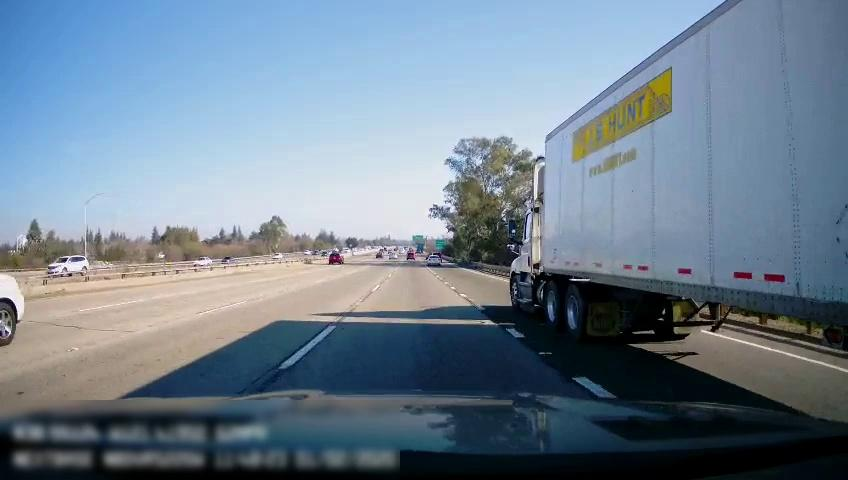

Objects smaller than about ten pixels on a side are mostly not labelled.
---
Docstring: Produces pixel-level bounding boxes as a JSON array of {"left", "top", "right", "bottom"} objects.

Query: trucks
[{"left": 500, "top": 0, "right": 848, "bottom": 354}]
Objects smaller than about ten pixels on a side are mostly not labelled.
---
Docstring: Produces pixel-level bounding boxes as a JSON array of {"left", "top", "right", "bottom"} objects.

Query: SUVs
[
  {"left": 46, "top": 255, "right": 90, "bottom": 278},
  {"left": 327, "top": 251, "right": 347, "bottom": 266},
  {"left": 405, "top": 252, "right": 416, "bottom": 261},
  {"left": 0, "top": 273, "right": 25, "bottom": 347}
]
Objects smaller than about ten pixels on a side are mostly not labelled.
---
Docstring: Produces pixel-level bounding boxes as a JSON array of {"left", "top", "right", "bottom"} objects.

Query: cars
[
  {"left": 193, "top": 257, "right": 212, "bottom": 267},
  {"left": 426, "top": 254, "right": 442, "bottom": 266},
  {"left": 221, "top": 256, "right": 239, "bottom": 265}
]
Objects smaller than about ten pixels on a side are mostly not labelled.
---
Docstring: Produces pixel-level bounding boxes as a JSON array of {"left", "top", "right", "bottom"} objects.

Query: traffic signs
[{"left": 434, "top": 239, "right": 446, "bottom": 251}]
